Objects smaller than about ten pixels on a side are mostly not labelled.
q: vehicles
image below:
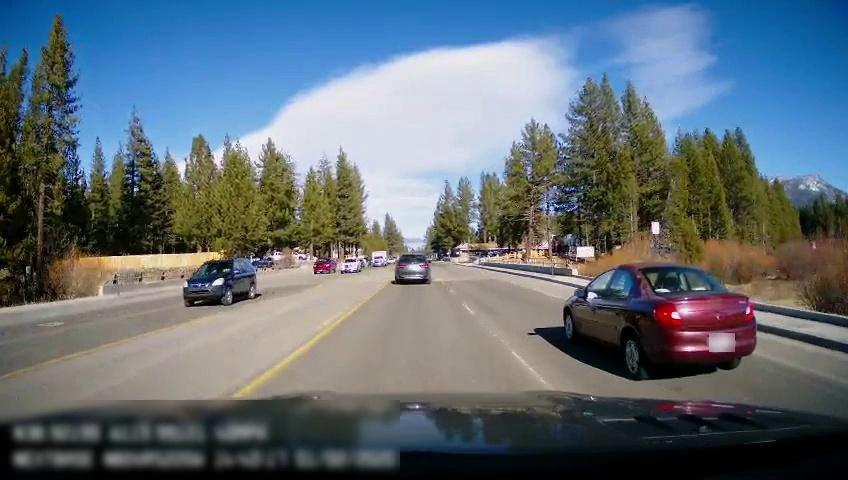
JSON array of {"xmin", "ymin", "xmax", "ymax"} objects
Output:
[
  {"xmin": 312, "ymin": 256, "xmax": 337, "ymax": 275},
  {"xmin": 395, "ymin": 255, "xmax": 429, "ymax": 283},
  {"xmin": 252, "ymin": 258, "xmax": 274, "ymax": 269},
  {"xmin": 562, "ymin": 264, "xmax": 759, "ymax": 381},
  {"xmin": 370, "ymin": 250, "xmax": 388, "ymax": 269},
  {"xmin": 341, "ymin": 258, "xmax": 361, "ymax": 274},
  {"xmin": 182, "ymin": 257, "xmax": 258, "ymax": 309}
]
